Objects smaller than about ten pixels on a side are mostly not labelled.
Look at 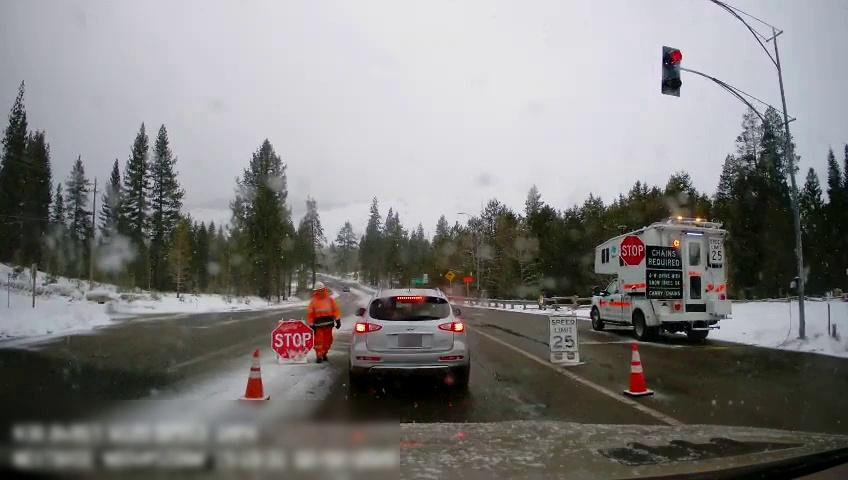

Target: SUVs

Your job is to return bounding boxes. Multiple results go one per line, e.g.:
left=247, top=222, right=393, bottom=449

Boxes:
left=347, top=287, right=472, bottom=386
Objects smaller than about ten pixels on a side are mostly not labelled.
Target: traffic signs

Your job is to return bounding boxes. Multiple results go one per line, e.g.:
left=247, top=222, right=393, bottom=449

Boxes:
left=548, top=314, right=580, bottom=353
left=645, top=267, right=684, bottom=300
left=619, top=234, right=646, bottom=267
left=461, top=276, right=474, bottom=284
left=645, top=244, right=683, bottom=270
left=444, top=270, right=457, bottom=282
left=708, top=235, right=726, bottom=266
left=412, top=276, right=426, bottom=284
left=270, top=319, right=316, bottom=360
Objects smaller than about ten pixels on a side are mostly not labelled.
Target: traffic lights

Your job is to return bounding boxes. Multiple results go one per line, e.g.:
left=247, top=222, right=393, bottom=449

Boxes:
left=660, top=44, right=683, bottom=99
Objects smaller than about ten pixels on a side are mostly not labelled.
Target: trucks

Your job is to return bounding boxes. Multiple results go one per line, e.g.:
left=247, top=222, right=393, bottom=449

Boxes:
left=590, top=216, right=734, bottom=342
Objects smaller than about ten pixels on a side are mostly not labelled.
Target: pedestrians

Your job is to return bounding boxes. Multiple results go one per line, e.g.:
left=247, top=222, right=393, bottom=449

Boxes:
left=305, top=282, right=342, bottom=364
